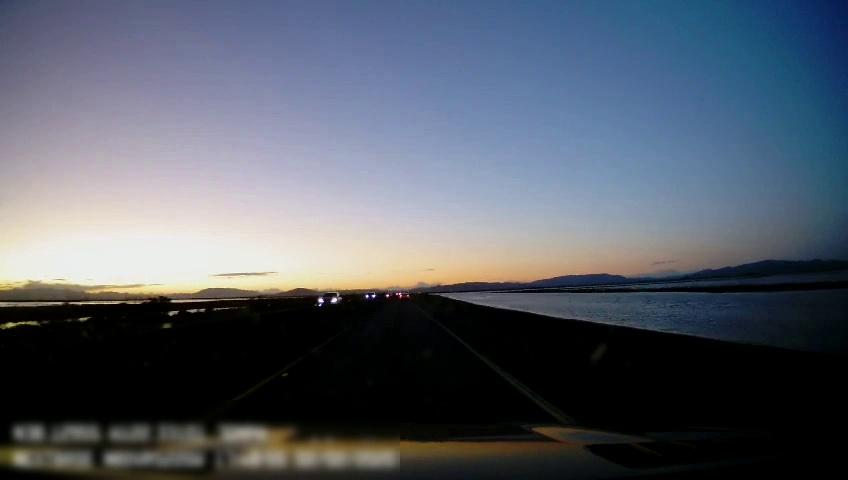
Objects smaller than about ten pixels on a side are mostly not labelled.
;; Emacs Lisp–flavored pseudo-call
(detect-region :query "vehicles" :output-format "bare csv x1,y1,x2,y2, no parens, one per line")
364,291,378,300
317,291,343,307
399,292,411,301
